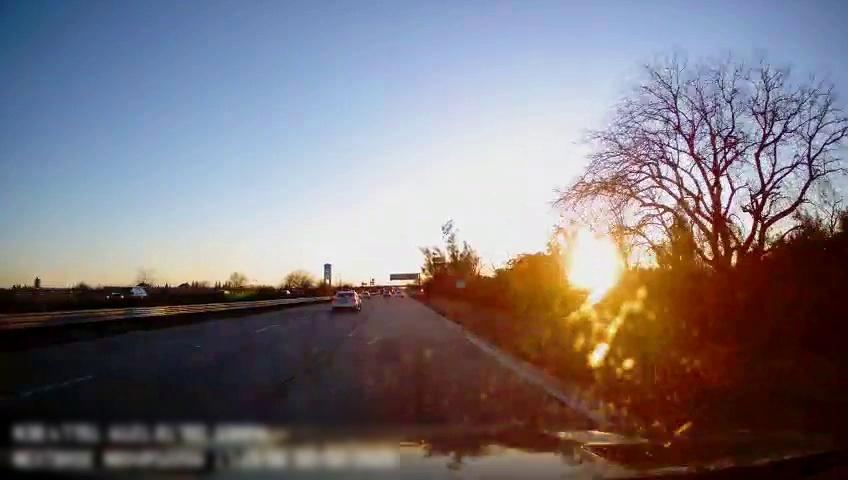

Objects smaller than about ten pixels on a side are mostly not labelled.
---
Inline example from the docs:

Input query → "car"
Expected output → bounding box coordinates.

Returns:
[331,290,362,313]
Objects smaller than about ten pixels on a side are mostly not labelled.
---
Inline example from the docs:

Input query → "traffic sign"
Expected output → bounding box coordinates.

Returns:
[390,274,418,281]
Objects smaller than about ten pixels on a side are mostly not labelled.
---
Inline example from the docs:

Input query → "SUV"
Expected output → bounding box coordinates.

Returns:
[105,285,148,304]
